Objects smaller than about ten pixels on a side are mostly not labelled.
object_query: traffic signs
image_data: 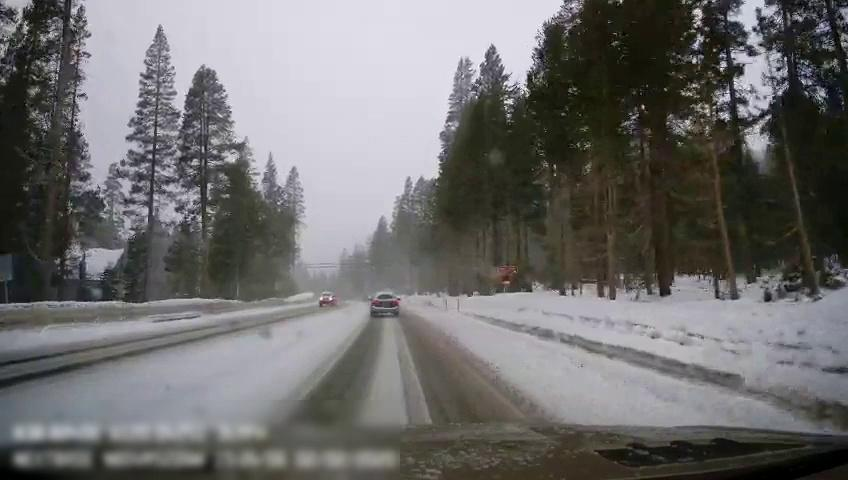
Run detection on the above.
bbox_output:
[0,253,14,282]
[494,265,518,276]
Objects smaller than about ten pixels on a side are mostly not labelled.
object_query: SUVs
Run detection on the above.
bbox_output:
[318,291,337,307]
[368,289,401,317]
